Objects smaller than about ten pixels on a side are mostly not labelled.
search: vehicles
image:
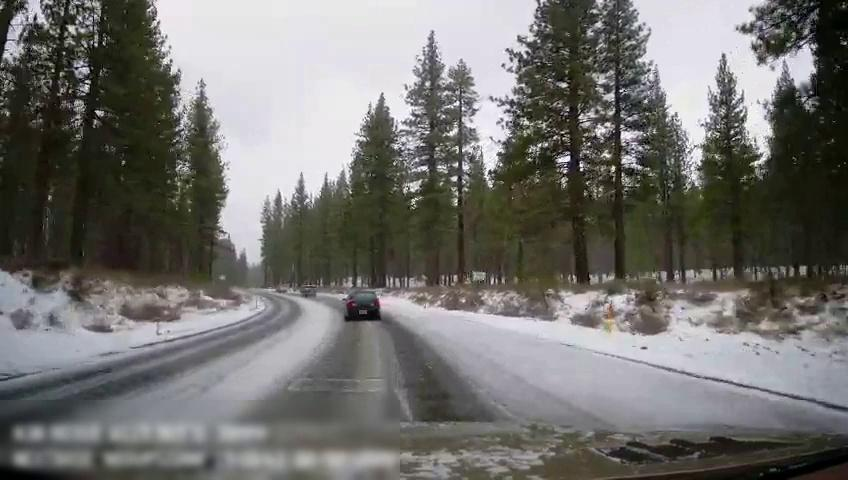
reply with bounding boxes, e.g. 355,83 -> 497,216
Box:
276,284 -> 289,293
342,290 -> 382,321
300,284 -> 317,297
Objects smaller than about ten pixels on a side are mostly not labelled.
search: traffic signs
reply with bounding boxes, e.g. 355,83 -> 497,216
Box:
472,271 -> 486,281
